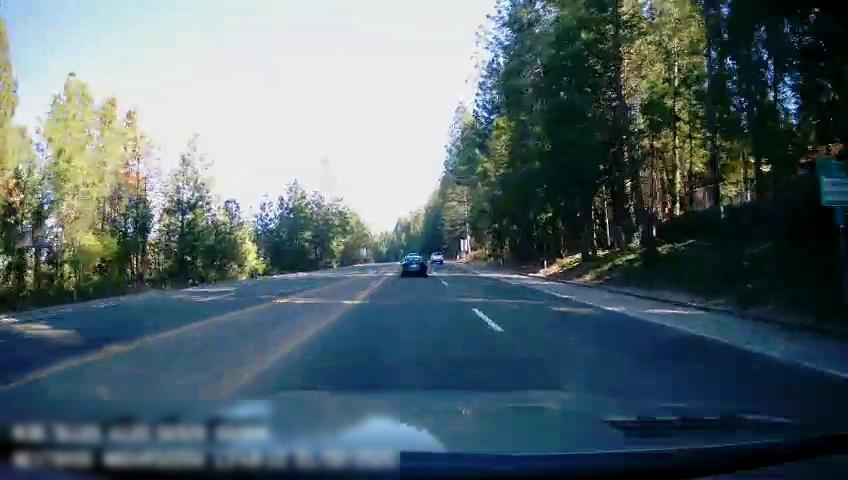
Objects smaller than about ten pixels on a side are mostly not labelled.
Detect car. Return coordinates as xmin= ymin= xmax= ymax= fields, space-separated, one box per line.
xmin=400 ymin=255 xmax=428 ymax=278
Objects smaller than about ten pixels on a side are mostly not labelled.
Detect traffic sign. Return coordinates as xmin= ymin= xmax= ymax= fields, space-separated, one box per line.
xmin=460 ymin=239 xmax=469 ymax=252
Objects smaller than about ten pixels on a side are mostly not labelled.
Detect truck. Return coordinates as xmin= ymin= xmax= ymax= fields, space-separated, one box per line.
xmin=430 ymin=252 xmax=444 ymax=265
